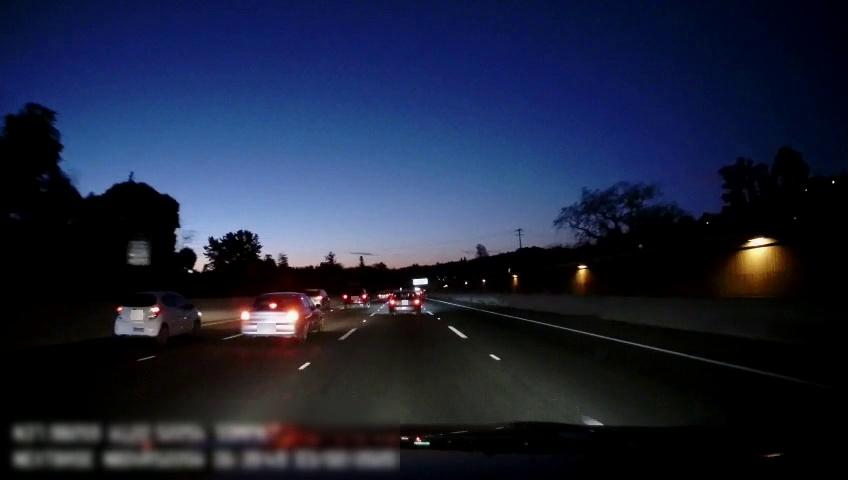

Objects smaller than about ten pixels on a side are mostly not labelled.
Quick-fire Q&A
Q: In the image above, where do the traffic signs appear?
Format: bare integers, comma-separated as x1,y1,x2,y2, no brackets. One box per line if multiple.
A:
413,278,429,286
126,227,151,266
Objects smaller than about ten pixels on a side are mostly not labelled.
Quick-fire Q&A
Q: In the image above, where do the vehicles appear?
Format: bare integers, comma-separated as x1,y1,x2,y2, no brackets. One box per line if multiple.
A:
302,289,331,310
377,291,390,301
241,292,323,345
343,288,370,310
389,291,421,315
114,291,203,344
